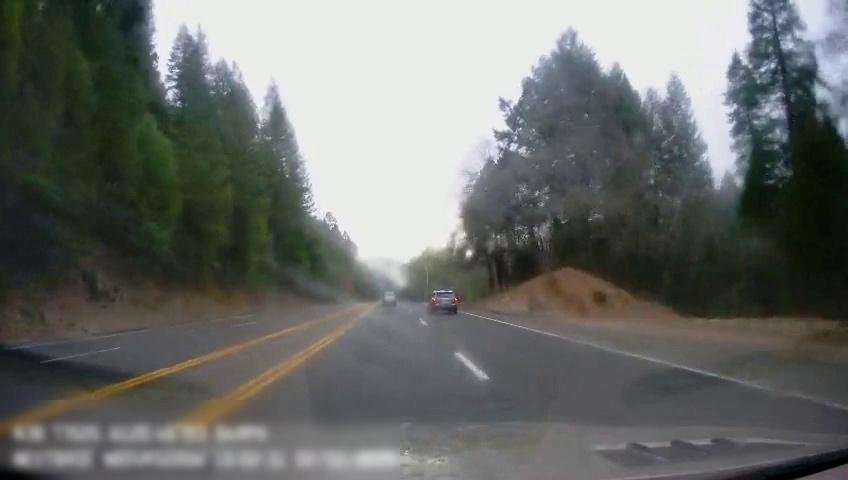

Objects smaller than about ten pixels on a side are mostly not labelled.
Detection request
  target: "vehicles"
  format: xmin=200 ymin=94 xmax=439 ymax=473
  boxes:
xmin=382 ymin=291 xmax=397 ymax=305
xmin=429 ymin=290 xmax=459 ymax=314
